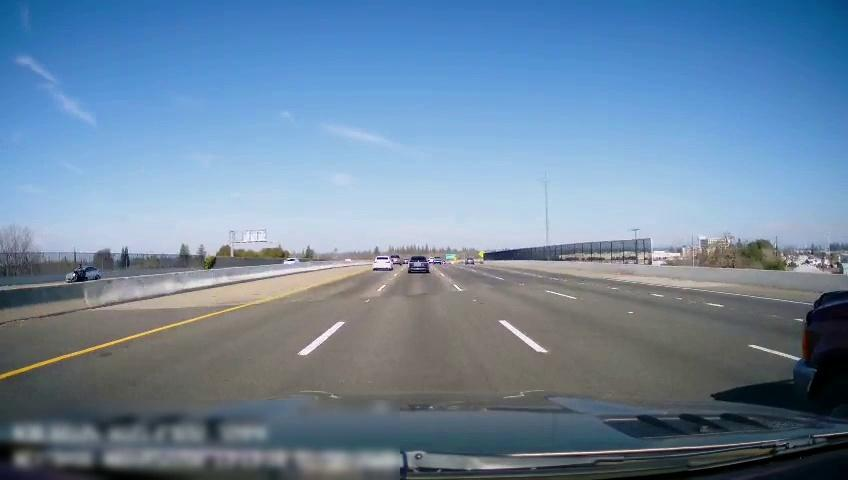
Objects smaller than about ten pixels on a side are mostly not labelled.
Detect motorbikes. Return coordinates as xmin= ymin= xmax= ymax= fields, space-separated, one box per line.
xmin=67 ymin=263 xmax=89 ymax=284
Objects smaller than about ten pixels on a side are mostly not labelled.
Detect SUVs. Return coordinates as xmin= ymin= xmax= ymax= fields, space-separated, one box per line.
xmin=389 ymin=254 xmax=402 ymax=266
xmin=407 ymin=255 xmax=430 ymax=274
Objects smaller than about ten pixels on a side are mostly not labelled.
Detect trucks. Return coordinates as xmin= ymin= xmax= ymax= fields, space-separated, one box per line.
xmin=790 ymin=288 xmax=848 ymax=419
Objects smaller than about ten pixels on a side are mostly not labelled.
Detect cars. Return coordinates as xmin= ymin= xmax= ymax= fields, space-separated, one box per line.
xmin=283 ymin=257 xmax=301 ymax=265
xmin=65 ymin=265 xmax=103 ymax=283
xmin=372 ymin=255 xmax=393 ymax=271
